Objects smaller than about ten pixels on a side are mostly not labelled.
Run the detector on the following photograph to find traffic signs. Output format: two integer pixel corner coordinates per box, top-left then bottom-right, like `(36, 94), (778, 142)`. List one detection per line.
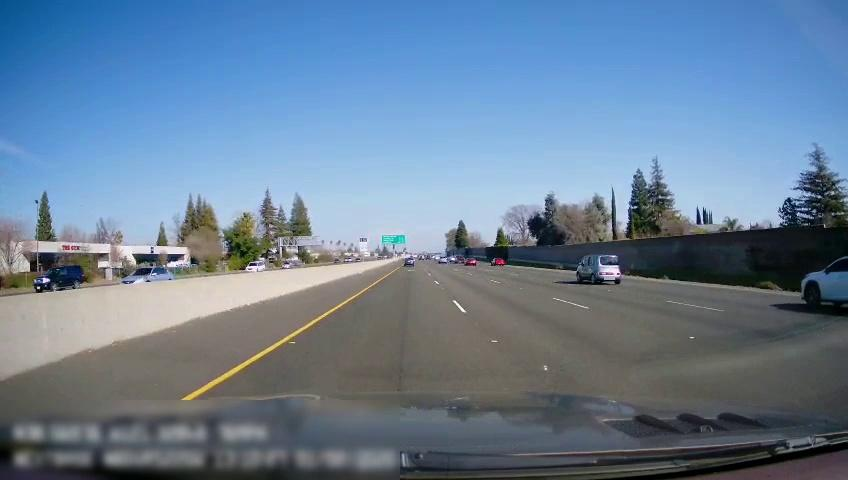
(381, 235), (406, 246)
(360, 236), (368, 253)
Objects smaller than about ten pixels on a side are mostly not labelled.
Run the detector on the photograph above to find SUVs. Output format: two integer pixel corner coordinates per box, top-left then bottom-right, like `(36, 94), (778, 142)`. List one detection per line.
(32, 264), (82, 293)
(436, 255), (447, 264)
(244, 261), (266, 273)
(799, 256), (848, 310)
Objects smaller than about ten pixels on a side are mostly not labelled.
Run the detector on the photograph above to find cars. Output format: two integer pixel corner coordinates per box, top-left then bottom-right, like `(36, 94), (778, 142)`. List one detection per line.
(490, 257), (505, 267)
(463, 257), (478, 267)
(119, 265), (175, 285)
(403, 257), (414, 267)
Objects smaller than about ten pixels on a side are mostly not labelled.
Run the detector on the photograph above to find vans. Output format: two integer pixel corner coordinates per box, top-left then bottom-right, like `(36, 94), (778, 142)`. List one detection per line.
(575, 254), (622, 285)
